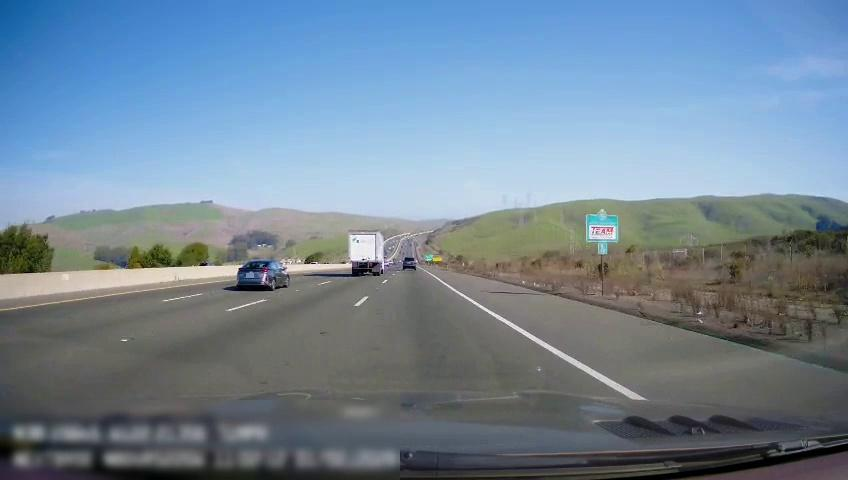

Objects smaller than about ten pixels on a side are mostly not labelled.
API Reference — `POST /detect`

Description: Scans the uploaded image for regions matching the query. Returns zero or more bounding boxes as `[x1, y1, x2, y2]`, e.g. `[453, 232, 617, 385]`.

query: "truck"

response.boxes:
[347, 231, 385, 277]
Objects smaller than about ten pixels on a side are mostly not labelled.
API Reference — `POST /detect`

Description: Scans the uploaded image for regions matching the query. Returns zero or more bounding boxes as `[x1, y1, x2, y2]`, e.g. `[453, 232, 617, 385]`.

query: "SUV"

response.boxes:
[402, 257, 417, 272]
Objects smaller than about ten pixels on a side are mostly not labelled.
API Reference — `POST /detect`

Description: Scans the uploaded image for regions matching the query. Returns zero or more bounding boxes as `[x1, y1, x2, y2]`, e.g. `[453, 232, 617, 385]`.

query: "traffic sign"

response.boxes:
[432, 257, 443, 262]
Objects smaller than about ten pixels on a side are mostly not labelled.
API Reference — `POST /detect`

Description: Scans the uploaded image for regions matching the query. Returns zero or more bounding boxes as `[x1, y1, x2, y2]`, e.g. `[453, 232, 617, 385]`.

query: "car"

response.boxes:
[236, 259, 290, 292]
